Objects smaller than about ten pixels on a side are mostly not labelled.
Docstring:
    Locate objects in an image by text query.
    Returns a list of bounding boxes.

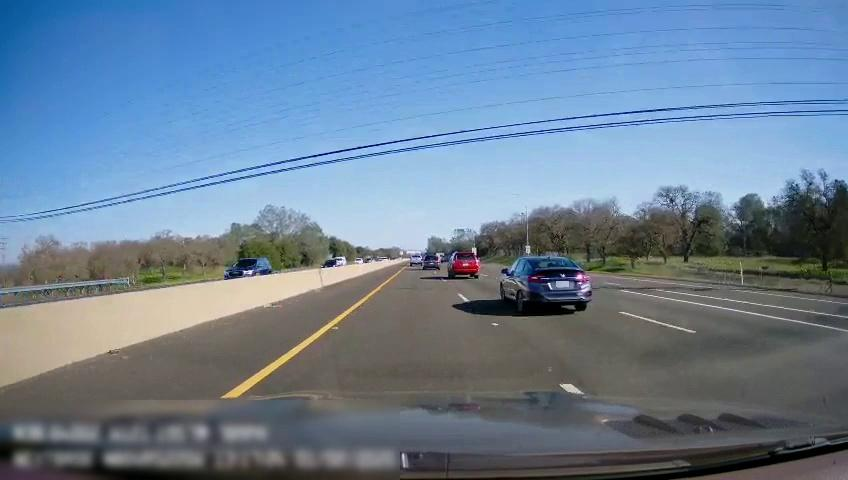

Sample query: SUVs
[447,251,480,279]
[222,256,273,280]
[423,255,441,270]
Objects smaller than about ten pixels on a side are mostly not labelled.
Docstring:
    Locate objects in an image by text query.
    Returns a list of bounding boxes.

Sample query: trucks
[410,255,422,266]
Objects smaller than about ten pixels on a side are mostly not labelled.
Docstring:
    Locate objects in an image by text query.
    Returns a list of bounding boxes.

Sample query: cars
[498,255,593,316]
